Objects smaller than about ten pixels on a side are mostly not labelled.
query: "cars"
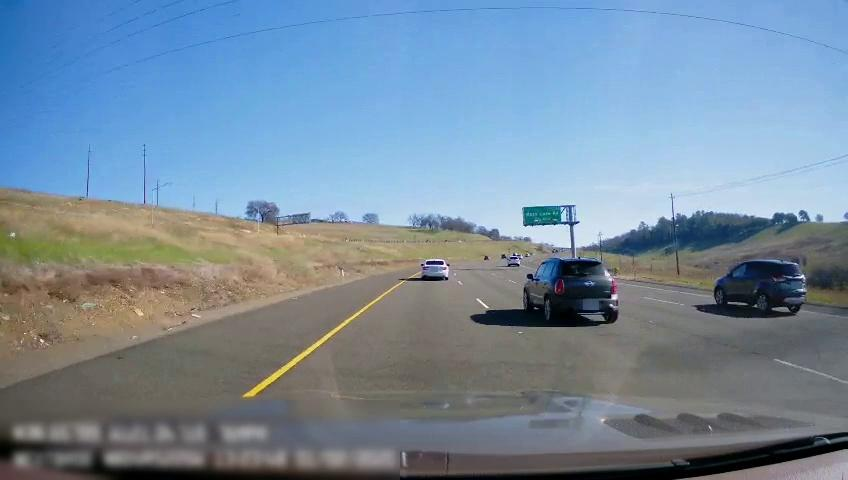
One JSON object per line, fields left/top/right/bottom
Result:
{"left": 507, "top": 255, "right": 521, "bottom": 267}
{"left": 420, "top": 259, "right": 449, "bottom": 280}
{"left": 521, "top": 257, "right": 620, "bottom": 328}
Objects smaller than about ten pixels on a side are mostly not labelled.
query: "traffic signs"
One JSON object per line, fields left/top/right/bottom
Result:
{"left": 522, "top": 206, "right": 562, "bottom": 225}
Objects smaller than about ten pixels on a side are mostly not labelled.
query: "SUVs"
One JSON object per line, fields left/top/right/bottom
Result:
{"left": 713, "top": 260, "right": 808, "bottom": 315}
